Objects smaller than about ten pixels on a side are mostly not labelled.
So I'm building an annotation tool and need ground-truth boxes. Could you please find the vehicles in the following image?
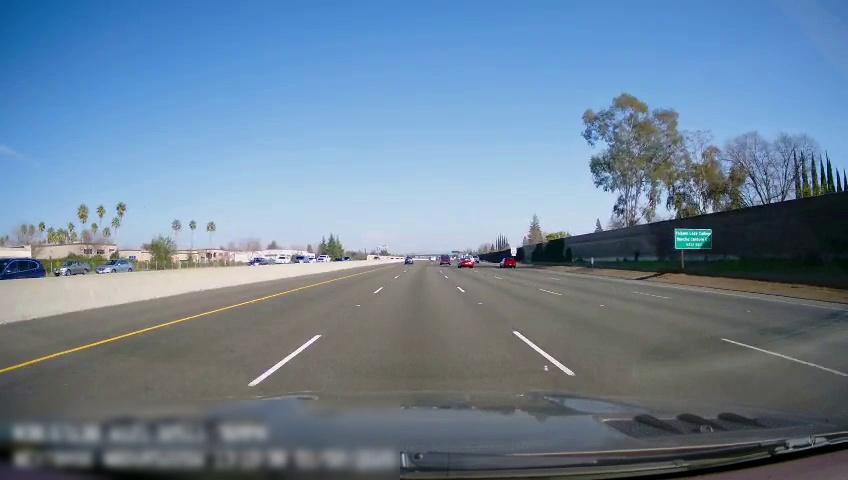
[499,256,519,268]
[95,259,134,274]
[332,257,344,261]
[457,256,475,269]
[472,255,480,264]
[0,258,48,280]
[342,256,353,262]
[317,255,332,263]
[293,255,310,264]
[438,254,451,266]
[275,256,291,264]
[54,260,89,276]
[404,255,415,265]
[246,257,272,267]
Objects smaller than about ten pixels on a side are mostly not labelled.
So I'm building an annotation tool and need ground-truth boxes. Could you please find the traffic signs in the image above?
[674,228,714,250]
